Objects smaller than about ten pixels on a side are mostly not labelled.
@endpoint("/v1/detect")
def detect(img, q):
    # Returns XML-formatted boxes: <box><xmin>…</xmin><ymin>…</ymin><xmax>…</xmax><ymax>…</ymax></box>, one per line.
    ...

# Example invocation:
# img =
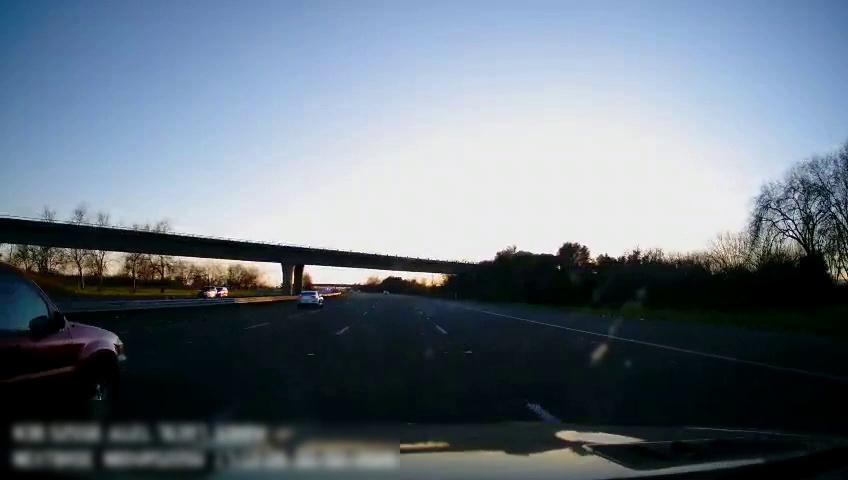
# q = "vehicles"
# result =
<box><xmin>297</xmin><ymin>291</ymin><xmax>324</xmax><ymax>309</ymax></box>
<box><xmin>215</xmin><ymin>286</ymin><xmax>228</xmax><ymax>298</ymax></box>
<box><xmin>0</xmin><ymin>260</ymin><xmax>128</xmax><ymax>435</ymax></box>
<box><xmin>197</xmin><ymin>286</ymin><xmax>218</xmax><ymax>298</ymax></box>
